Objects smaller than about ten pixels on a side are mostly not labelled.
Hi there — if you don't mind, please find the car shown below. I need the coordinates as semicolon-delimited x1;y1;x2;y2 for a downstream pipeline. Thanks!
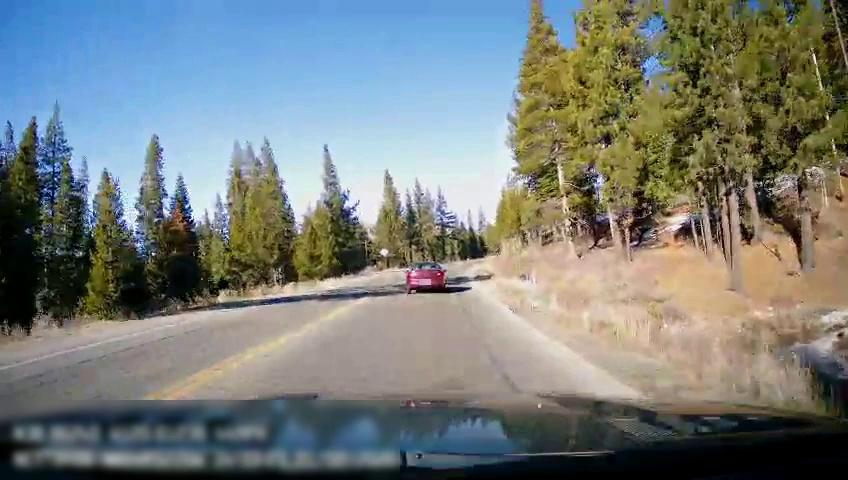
406;261;449;295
